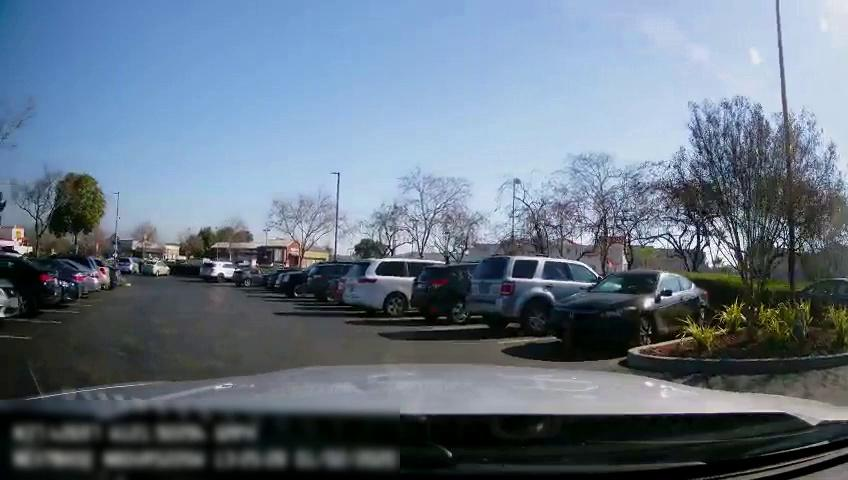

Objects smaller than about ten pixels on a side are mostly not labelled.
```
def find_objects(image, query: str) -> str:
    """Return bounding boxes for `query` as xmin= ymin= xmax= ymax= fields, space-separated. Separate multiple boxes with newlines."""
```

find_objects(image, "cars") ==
xmin=0 ymin=257 xmax=80 ymax=310
xmin=794 ymin=279 xmax=848 ymax=314
xmin=335 ymin=272 xmax=394 ymax=311
xmin=75 ymin=262 xmax=121 ymax=292
xmin=36 ymin=258 xmax=102 ymax=298
xmin=264 ymin=268 xmax=310 ymax=291
xmin=0 ymin=277 xmax=20 ymax=321
xmin=549 ymin=270 xmax=712 ymax=348
xmin=15 ymin=258 xmax=90 ymax=300
xmin=140 ymin=258 xmax=170 ymax=278
xmin=233 ymin=266 xmax=284 ymax=287
xmin=0 ymin=252 xmax=63 ymax=319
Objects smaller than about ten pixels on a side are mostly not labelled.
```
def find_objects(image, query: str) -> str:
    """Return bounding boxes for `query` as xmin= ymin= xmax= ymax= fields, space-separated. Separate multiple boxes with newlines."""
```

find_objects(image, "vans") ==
xmin=28 ymin=256 xmax=99 ymax=291
xmin=342 ymin=258 xmax=459 ymax=318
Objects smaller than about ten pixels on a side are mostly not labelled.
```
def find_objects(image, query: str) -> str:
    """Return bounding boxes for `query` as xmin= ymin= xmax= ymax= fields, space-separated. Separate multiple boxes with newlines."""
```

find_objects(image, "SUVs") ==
xmin=276 ymin=261 xmax=369 ymax=299
xmin=307 ymin=262 xmax=383 ymax=304
xmin=119 ymin=257 xmax=140 ymax=275
xmin=414 ymin=262 xmax=508 ymax=325
xmin=465 ymin=255 xmax=618 ymax=338
xmin=59 ymin=256 xmax=110 ymax=291
xmin=200 ymin=260 xmax=244 ymax=284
